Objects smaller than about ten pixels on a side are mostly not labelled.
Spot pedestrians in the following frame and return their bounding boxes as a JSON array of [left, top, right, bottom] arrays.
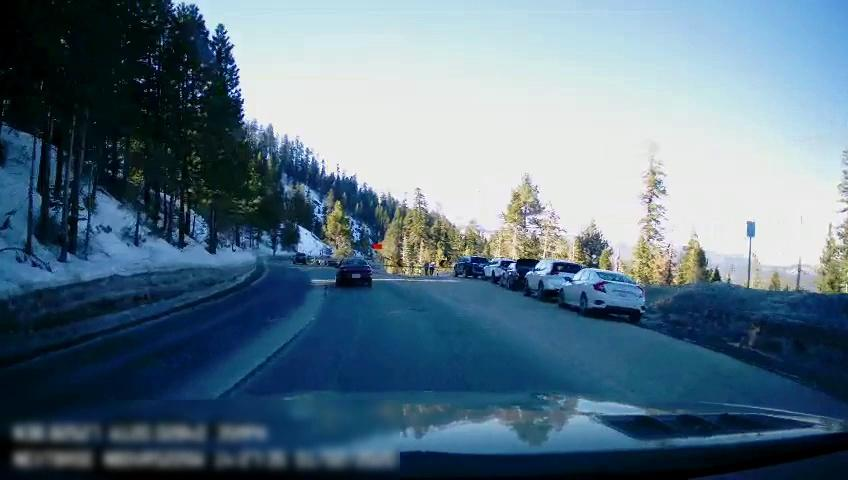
[[430, 262, 435, 277], [423, 260, 429, 276]]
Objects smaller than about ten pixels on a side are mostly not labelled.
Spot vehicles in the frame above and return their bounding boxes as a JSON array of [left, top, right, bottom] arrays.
[[482, 258, 514, 283], [454, 258, 488, 278], [292, 252, 309, 265], [524, 260, 584, 300], [335, 256, 374, 288], [500, 259, 542, 292], [559, 268, 644, 323]]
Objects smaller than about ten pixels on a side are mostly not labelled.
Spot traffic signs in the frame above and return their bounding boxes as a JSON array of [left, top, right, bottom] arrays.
[[392, 257, 404, 267], [438, 258, 449, 269]]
